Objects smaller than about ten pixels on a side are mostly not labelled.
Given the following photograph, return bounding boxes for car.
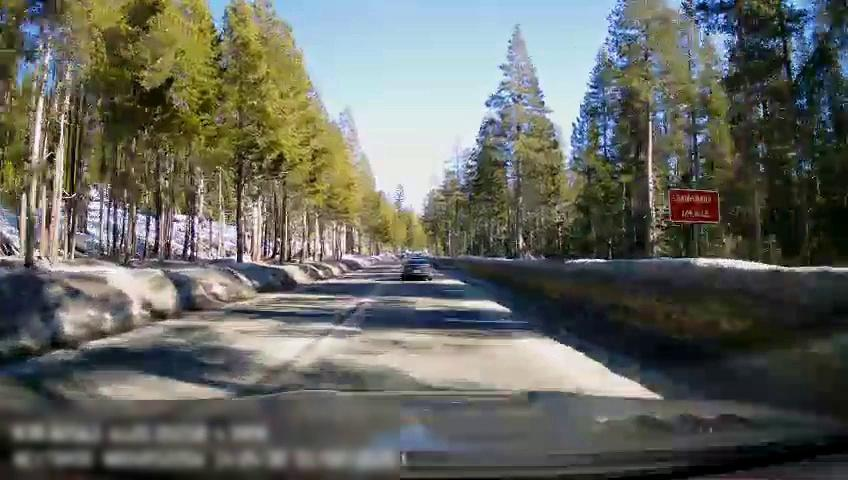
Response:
[401,255,433,282]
